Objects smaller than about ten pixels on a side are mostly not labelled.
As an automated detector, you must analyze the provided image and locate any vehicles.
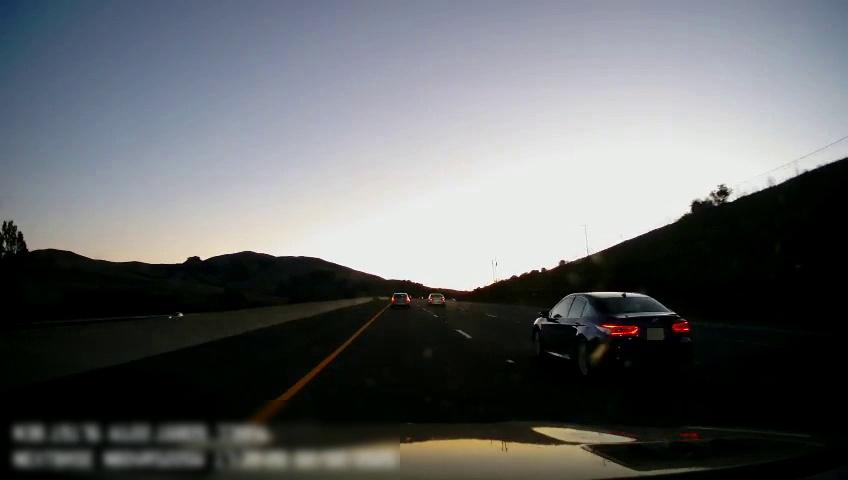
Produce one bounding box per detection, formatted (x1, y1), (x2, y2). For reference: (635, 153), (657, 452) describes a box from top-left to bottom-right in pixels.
(391, 293), (411, 309)
(168, 312), (184, 320)
(531, 291), (693, 381)
(427, 293), (445, 307)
